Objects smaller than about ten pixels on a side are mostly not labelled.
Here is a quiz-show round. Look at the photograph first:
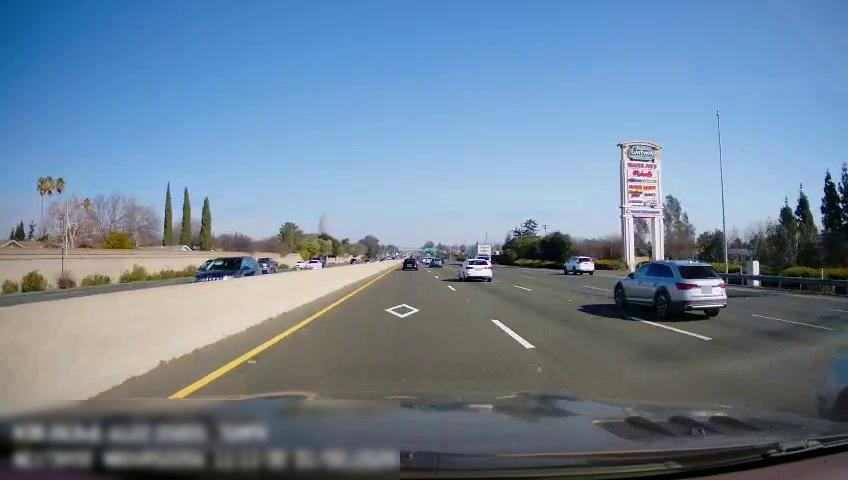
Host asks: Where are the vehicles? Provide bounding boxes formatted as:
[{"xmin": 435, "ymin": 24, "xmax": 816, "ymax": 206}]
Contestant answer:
[
  {"xmin": 350, "ymin": 258, "xmax": 357, "ymax": 265},
  {"xmin": 831, "ymin": 385, "xmax": 848, "ymax": 424},
  {"xmin": 401, "ymin": 257, "xmax": 418, "ymax": 271},
  {"xmin": 198, "ymin": 255, "xmax": 260, "ymax": 283},
  {"xmin": 304, "ymin": 259, "xmax": 323, "ymax": 270},
  {"xmin": 428, "ymin": 258, "xmax": 442, "ymax": 268},
  {"xmin": 457, "ymin": 259, "xmax": 493, "ymax": 283},
  {"xmin": 312, "ymin": 257, "xmax": 326, "ymax": 270},
  {"xmin": 468, "ymin": 244, "xmax": 492, "ymax": 258},
  {"xmin": 477, "ymin": 256, "xmax": 492, "ymax": 265},
  {"xmin": 257, "ymin": 256, "xmax": 280, "ymax": 275},
  {"xmin": 293, "ymin": 260, "xmax": 306, "ymax": 269},
  {"xmin": 564, "ymin": 256, "xmax": 595, "ymax": 275},
  {"xmin": 614, "ymin": 259, "xmax": 728, "ymax": 317}
]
